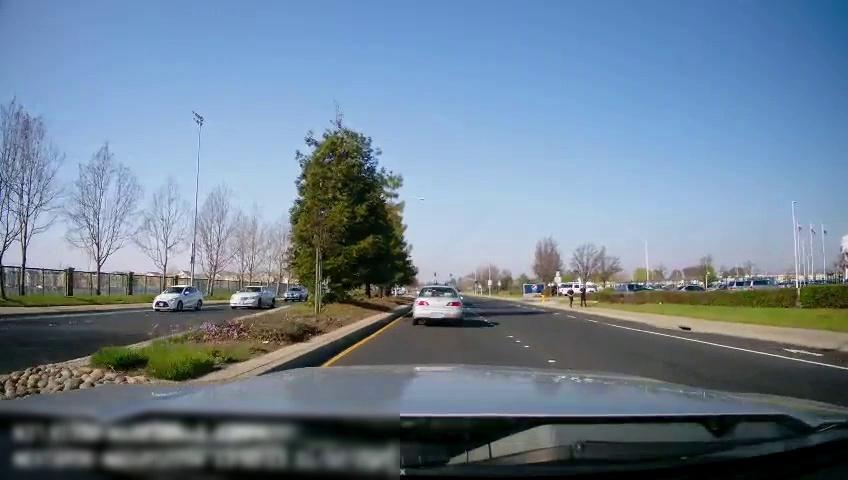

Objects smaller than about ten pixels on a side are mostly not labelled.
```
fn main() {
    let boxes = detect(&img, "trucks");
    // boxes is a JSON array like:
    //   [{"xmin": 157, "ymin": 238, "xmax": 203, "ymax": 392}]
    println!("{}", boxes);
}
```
[{"xmin": 557, "ymin": 281, "xmax": 598, "ymax": 297}]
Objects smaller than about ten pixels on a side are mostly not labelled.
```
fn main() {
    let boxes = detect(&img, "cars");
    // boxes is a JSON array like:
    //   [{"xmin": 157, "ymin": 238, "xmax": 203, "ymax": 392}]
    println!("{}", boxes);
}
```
[
  {"xmin": 283, "ymin": 286, "xmax": 310, "ymax": 302},
  {"xmin": 411, "ymin": 284, "xmax": 466, "ymax": 327},
  {"xmin": 152, "ymin": 285, "xmax": 205, "ymax": 312},
  {"xmin": 229, "ymin": 285, "xmax": 277, "ymax": 310}
]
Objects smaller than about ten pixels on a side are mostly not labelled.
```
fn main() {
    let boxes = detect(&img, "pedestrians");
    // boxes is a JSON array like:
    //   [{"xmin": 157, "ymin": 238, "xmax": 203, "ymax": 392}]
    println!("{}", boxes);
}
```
[
  {"xmin": 580, "ymin": 286, "xmax": 588, "ymax": 308},
  {"xmin": 567, "ymin": 286, "xmax": 575, "ymax": 306}
]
